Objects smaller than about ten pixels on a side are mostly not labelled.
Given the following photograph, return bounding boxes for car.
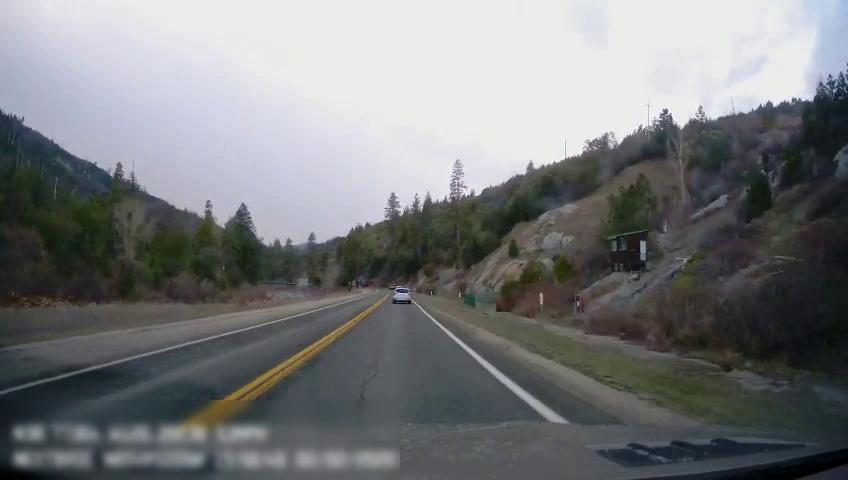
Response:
[392,287,411,304]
